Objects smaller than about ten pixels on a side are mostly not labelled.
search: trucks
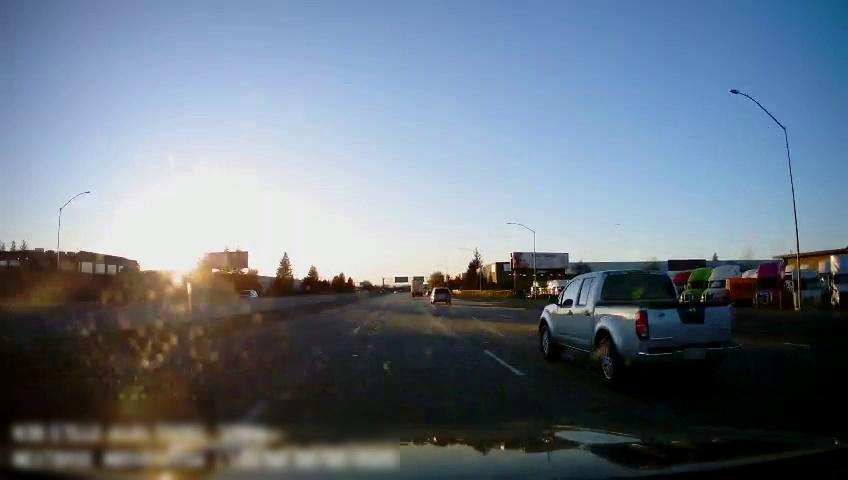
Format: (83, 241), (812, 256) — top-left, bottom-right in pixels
(537, 270), (745, 391)
(412, 280), (423, 298)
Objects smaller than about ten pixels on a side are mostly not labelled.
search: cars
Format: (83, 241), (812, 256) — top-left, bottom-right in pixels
(430, 287), (451, 304)
(238, 289), (258, 299)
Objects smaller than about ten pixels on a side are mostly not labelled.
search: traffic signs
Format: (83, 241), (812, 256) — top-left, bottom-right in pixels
(412, 276), (424, 282)
(395, 276), (409, 282)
